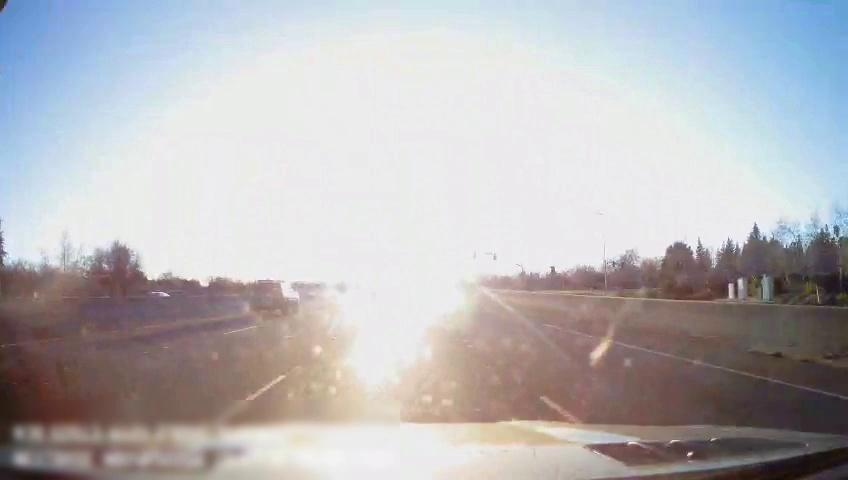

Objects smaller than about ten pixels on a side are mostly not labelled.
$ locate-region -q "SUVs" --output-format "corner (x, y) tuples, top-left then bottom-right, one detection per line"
(251, 280), (300, 315)
(151, 291), (170, 298)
